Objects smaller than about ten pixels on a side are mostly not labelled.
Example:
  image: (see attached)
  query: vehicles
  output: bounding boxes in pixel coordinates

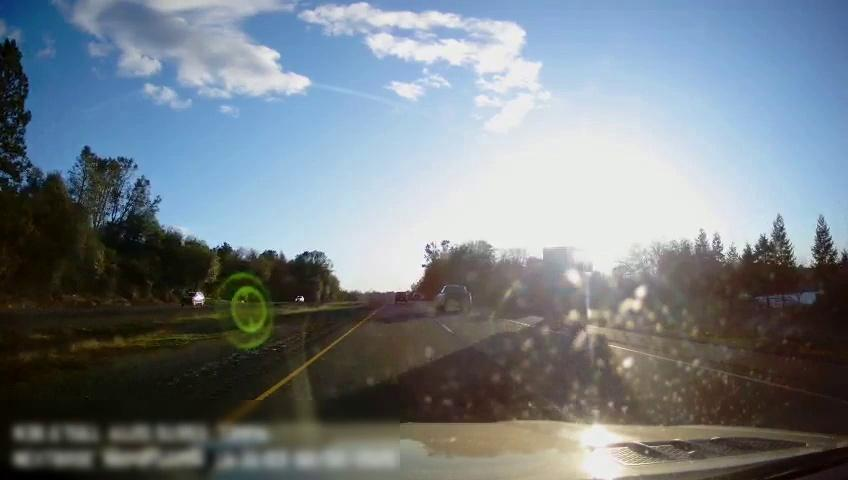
[434,285,472,313]
[180,290,205,307]
[293,295,305,304]
[395,293,407,303]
